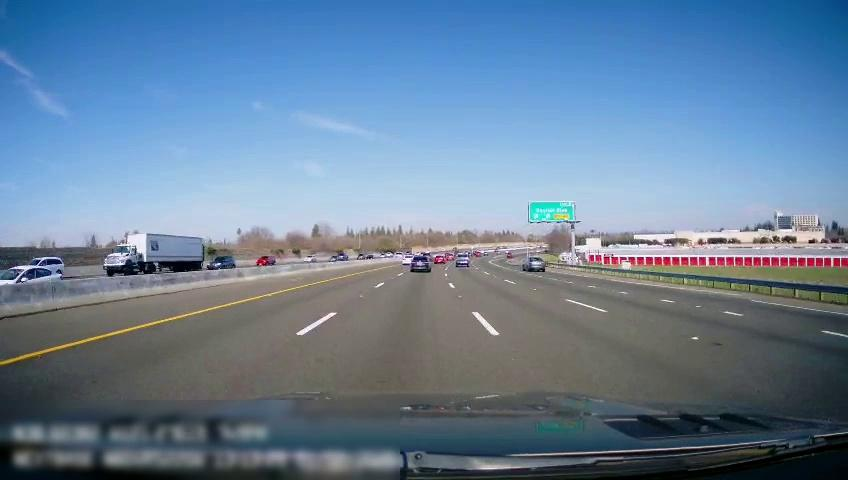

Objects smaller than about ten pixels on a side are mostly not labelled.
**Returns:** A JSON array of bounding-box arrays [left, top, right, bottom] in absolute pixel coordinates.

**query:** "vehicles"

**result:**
[[0, 264, 64, 288], [410, 255, 432, 273], [303, 254, 318, 262], [256, 255, 277, 267], [434, 255, 446, 265], [205, 255, 236, 271], [401, 254, 415, 265], [102, 231, 205, 278], [27, 256, 65, 276], [334, 253, 349, 262], [455, 254, 469, 267], [521, 256, 546, 273]]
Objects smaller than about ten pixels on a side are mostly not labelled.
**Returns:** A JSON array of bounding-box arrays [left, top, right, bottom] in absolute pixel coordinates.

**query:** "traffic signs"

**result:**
[[527, 200, 575, 222]]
